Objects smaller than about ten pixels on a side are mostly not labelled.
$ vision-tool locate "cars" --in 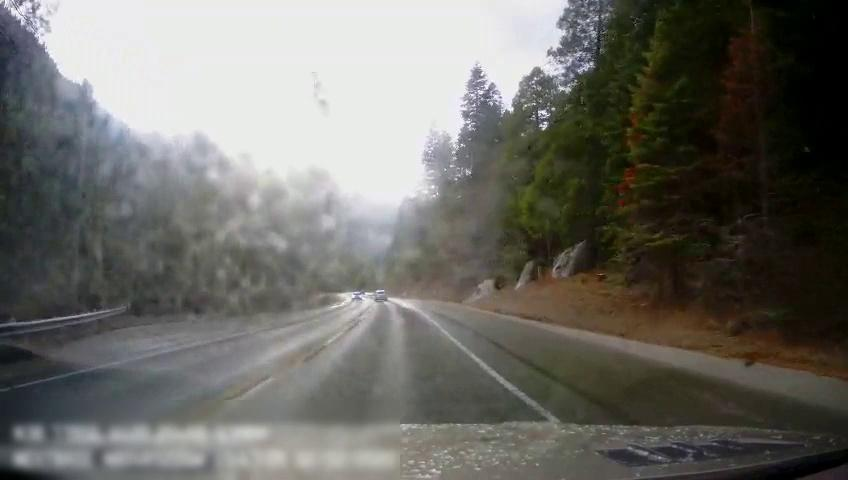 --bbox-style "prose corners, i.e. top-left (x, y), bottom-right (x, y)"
top-left (375, 289), bottom-right (388, 301)
top-left (351, 291), bottom-right (363, 301)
